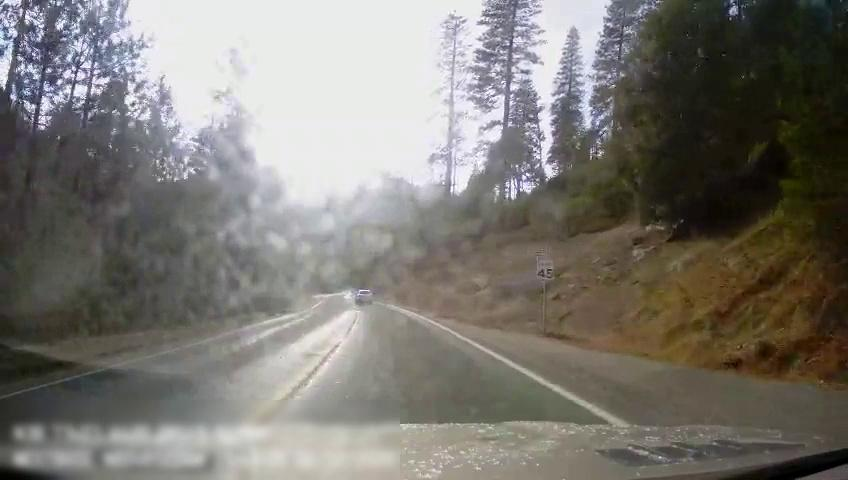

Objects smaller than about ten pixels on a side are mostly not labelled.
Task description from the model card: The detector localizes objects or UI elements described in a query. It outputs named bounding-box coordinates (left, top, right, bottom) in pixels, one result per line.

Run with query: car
left=355, top=289, right=374, bottom=304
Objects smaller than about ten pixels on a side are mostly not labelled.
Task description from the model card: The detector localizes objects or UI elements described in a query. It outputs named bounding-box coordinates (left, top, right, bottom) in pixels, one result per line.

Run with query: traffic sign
left=535, top=260, right=555, bottom=281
